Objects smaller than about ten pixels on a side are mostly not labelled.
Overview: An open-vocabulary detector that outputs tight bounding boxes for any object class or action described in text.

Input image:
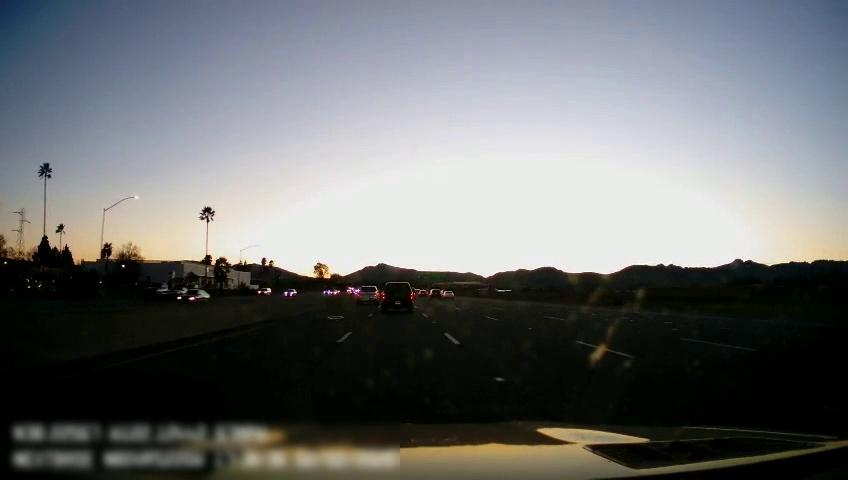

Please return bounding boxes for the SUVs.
[429,288,442,300]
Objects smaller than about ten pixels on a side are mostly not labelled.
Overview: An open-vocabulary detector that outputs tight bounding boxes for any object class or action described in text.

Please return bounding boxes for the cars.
[257,287,272,296]
[381,281,415,312]
[283,288,298,297]
[443,290,455,300]
[176,289,210,303]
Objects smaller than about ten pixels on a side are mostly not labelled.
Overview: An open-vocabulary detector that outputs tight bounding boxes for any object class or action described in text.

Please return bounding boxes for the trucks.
[357,285,380,305]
